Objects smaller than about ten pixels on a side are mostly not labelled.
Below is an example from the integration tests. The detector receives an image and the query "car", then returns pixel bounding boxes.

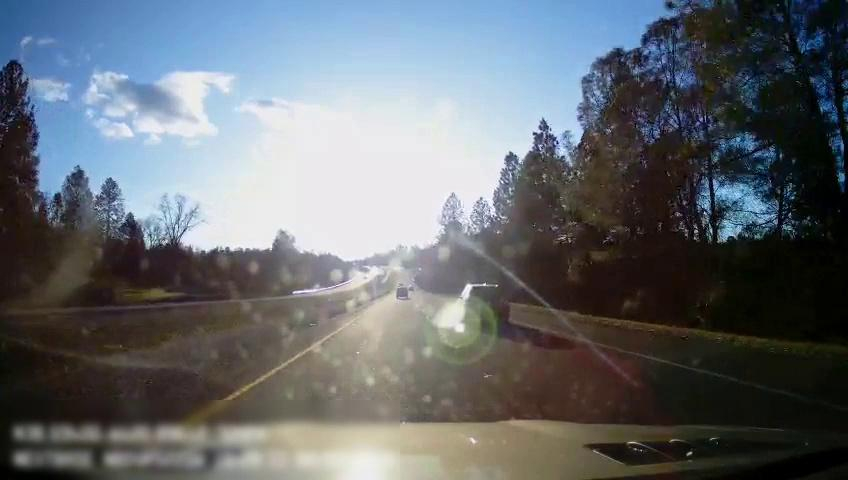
[395,285,410,299]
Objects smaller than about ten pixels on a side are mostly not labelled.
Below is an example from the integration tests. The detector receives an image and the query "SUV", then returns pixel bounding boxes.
[459,283,512,321]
